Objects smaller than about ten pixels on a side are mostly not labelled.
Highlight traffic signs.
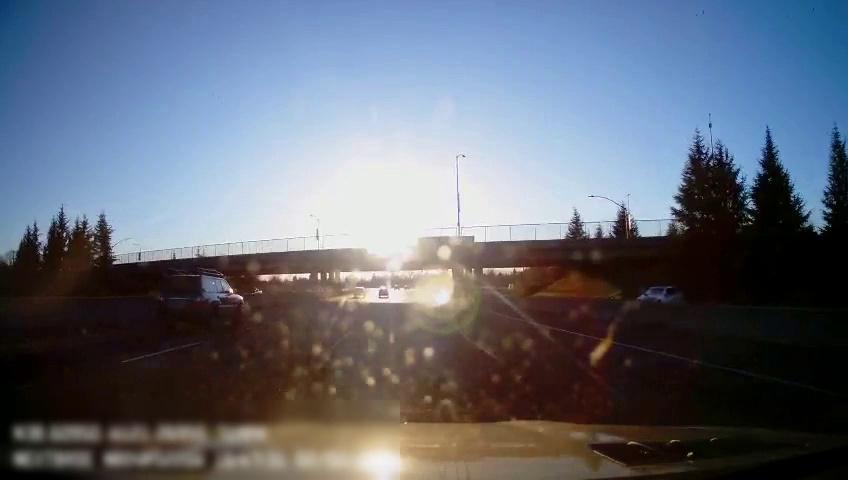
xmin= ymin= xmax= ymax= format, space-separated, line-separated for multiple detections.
xmin=418 ymin=236 xmax=475 ymax=260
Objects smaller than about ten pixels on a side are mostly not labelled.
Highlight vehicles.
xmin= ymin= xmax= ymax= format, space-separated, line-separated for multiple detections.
xmin=247 ymin=287 xmax=263 ymax=296
xmin=155 ymin=271 xmax=246 ymax=334
xmin=353 ymin=287 xmax=366 ymax=297
xmin=636 ymin=286 xmax=678 ymax=303
xmin=378 ymin=288 xmax=389 ymax=298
